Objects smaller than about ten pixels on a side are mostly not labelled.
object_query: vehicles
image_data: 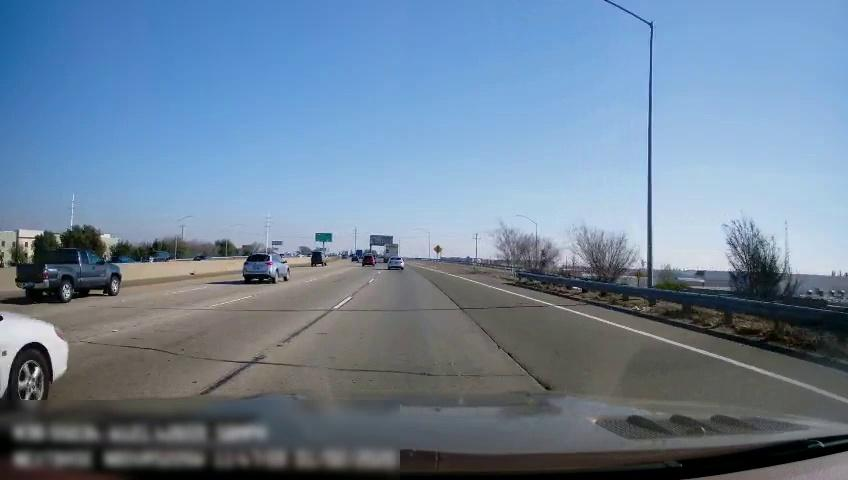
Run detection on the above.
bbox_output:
[241,253,293,286]
[0,310,70,413]
[142,250,170,263]
[14,247,124,304]
[310,254,329,267]
[386,255,405,270]
[383,243,400,263]
[361,254,377,267]
[192,255,208,262]
[110,255,137,264]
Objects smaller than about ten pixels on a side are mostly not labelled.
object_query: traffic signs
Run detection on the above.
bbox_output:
[432,244,444,254]
[314,232,333,242]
